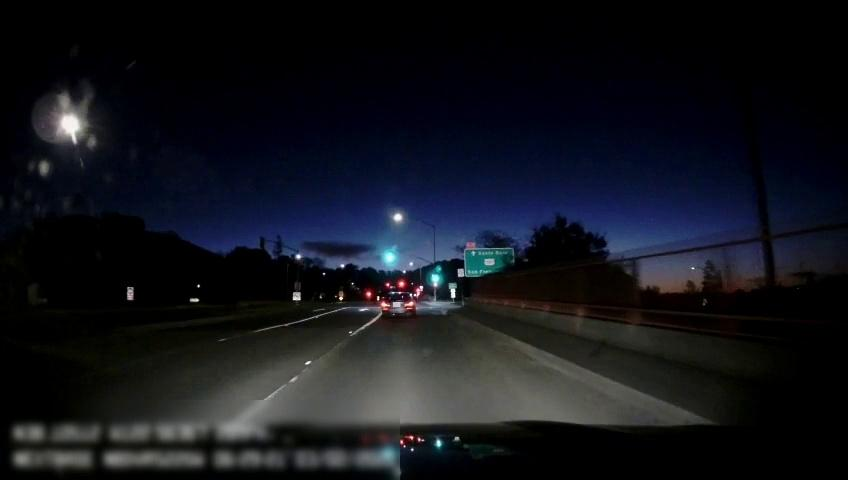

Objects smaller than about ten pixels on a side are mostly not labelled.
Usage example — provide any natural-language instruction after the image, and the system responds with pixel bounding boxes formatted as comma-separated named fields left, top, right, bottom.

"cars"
left=380, top=291, right=416, bottom=320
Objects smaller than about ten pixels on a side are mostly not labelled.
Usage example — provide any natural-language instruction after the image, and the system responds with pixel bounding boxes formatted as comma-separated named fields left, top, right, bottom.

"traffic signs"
left=463, top=246, right=514, bottom=278
left=127, top=286, right=134, bottom=300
